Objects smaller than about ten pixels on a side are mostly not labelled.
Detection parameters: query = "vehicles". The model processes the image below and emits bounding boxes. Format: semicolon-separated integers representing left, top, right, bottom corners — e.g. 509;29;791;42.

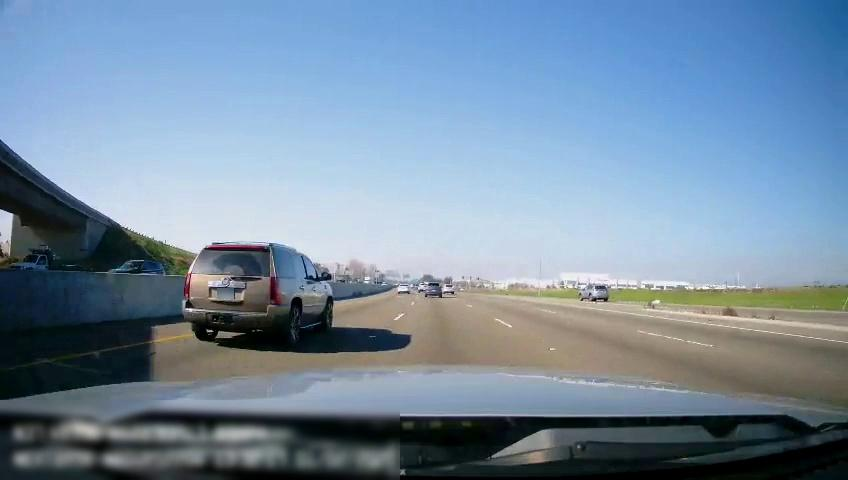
106;259;167;276
6;248;83;273
181;239;336;351
417;282;429;293
396;283;410;295
425;282;443;298
578;284;609;303
442;283;455;295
